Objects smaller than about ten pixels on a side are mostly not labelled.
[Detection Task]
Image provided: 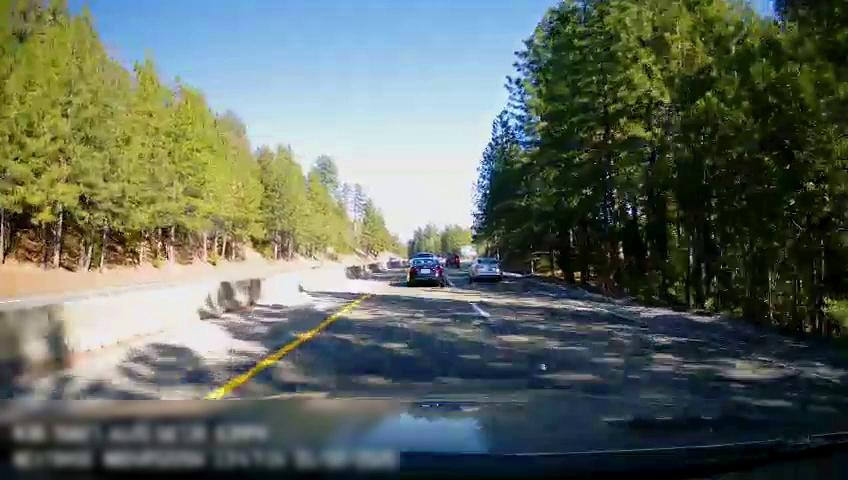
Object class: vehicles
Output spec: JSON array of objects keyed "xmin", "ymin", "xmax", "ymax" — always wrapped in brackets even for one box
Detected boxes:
[
  {"xmin": 468, "ymin": 256, "xmax": 502, "ymax": 283},
  {"xmin": 446, "ymin": 256, "xmax": 460, "ymax": 268},
  {"xmin": 408, "ymin": 254, "xmax": 445, "ymax": 285}
]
